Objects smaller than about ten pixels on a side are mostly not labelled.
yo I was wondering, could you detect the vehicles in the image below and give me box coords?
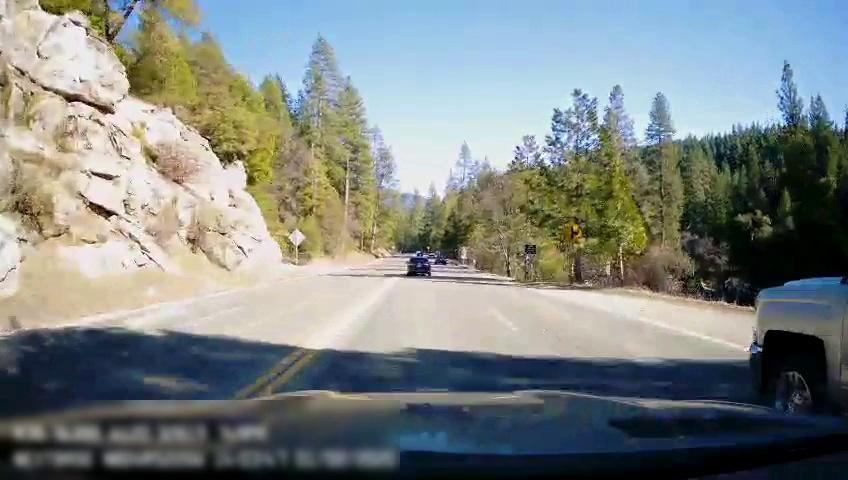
[405,256,432,276]
[434,255,447,265]
[746,263,848,420]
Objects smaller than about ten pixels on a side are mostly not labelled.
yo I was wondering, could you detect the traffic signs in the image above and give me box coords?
[567,223,584,240]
